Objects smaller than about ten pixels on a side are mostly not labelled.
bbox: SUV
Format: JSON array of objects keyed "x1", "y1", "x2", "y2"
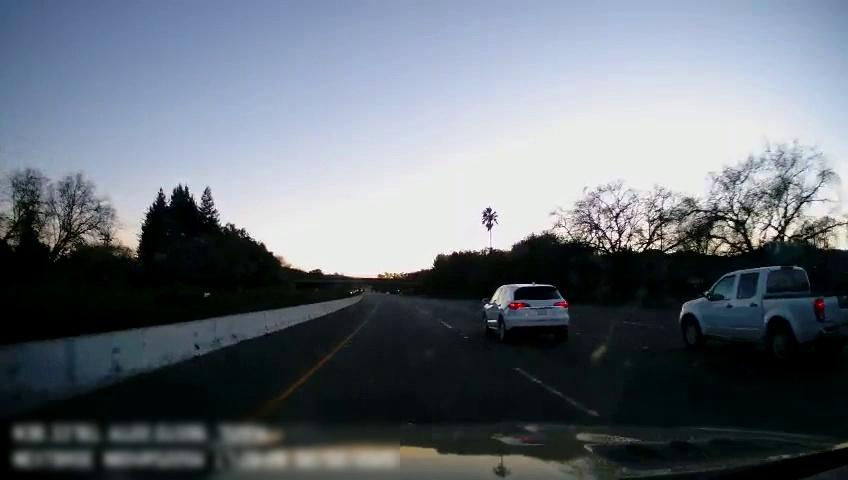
[{"x1": 481, "y1": 284, "x2": 569, "y2": 344}]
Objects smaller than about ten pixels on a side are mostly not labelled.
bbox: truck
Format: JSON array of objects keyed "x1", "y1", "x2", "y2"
[{"x1": 678, "y1": 265, "x2": 848, "y2": 365}]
